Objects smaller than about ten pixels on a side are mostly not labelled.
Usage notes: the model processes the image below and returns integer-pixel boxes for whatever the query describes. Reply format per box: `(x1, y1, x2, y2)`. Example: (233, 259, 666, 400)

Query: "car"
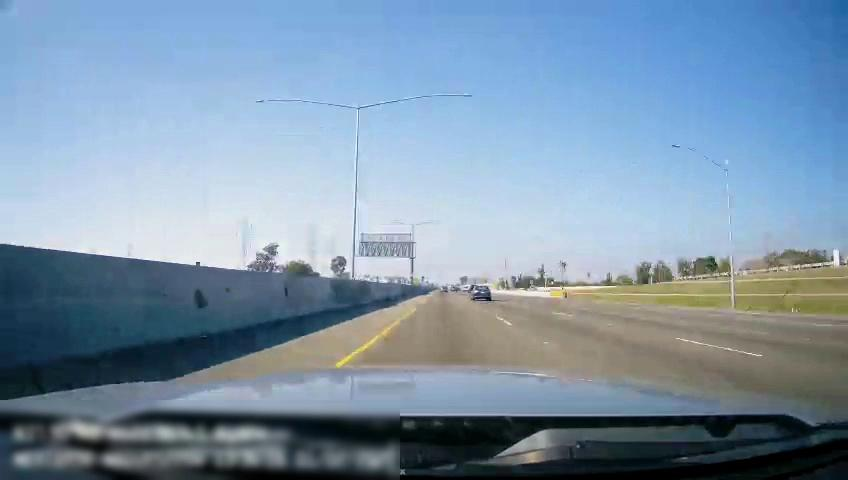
(471, 285, 492, 301)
